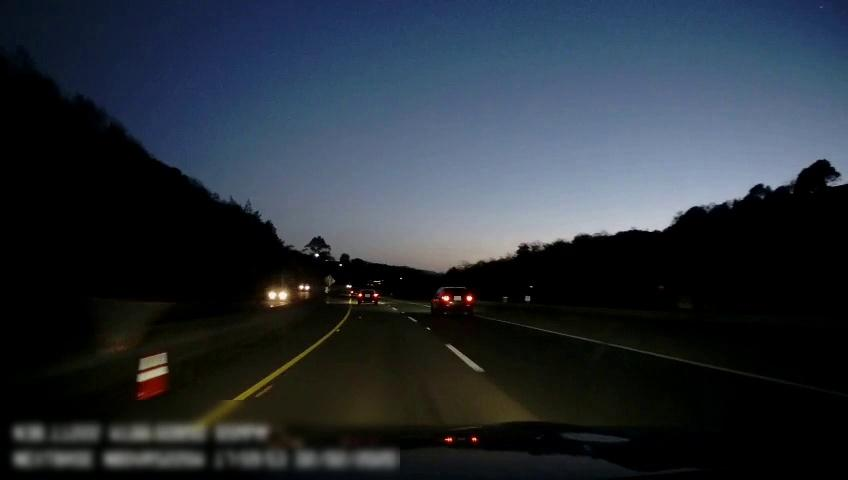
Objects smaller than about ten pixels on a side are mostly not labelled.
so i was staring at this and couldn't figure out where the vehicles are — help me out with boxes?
[297,282,312,292]
[263,285,291,306]
[431,286,474,315]
[356,288,379,305]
